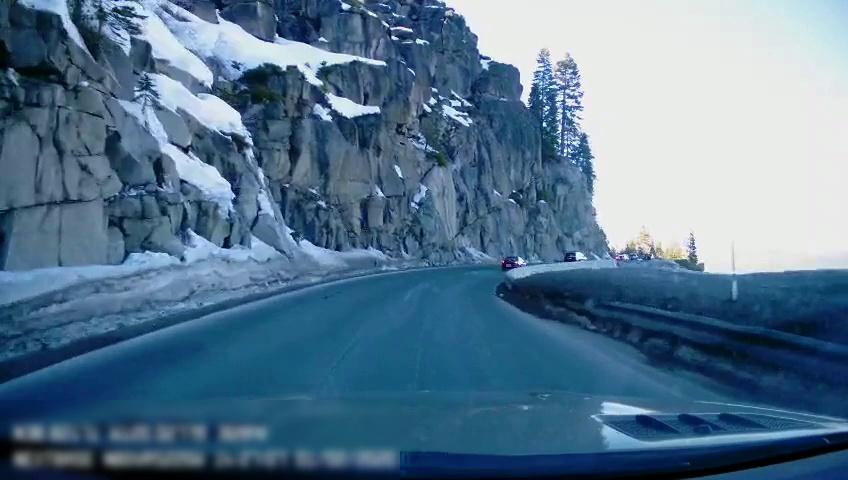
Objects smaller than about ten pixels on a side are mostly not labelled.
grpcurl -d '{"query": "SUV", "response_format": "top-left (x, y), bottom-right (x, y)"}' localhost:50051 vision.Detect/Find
top-left (564, 251), bottom-right (586, 263)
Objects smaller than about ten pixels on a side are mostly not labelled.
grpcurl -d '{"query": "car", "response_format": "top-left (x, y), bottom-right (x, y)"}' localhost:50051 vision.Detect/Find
top-left (501, 256), bottom-right (524, 270)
